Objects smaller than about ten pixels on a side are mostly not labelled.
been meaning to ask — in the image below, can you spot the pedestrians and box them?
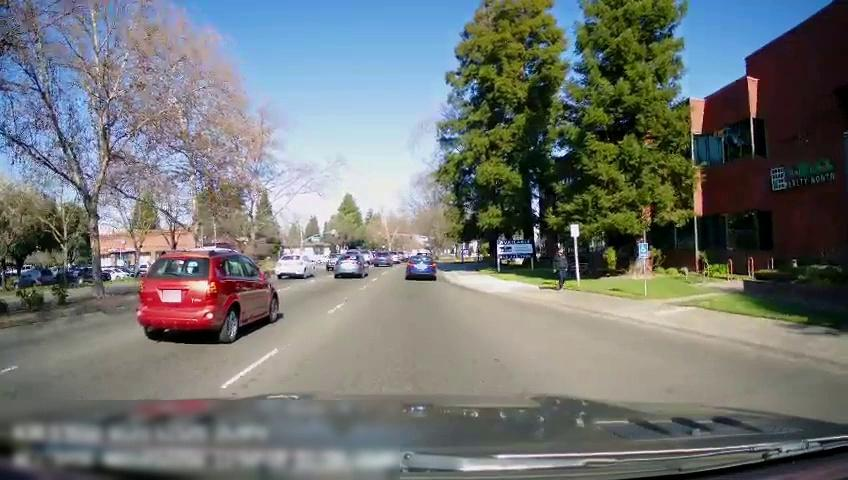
[553,248,567,289]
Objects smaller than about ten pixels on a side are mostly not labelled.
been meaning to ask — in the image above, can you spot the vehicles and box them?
[325,253,343,272]
[276,254,317,280]
[374,252,392,267]
[334,254,368,279]
[388,251,401,264]
[136,251,280,345]
[405,255,437,281]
